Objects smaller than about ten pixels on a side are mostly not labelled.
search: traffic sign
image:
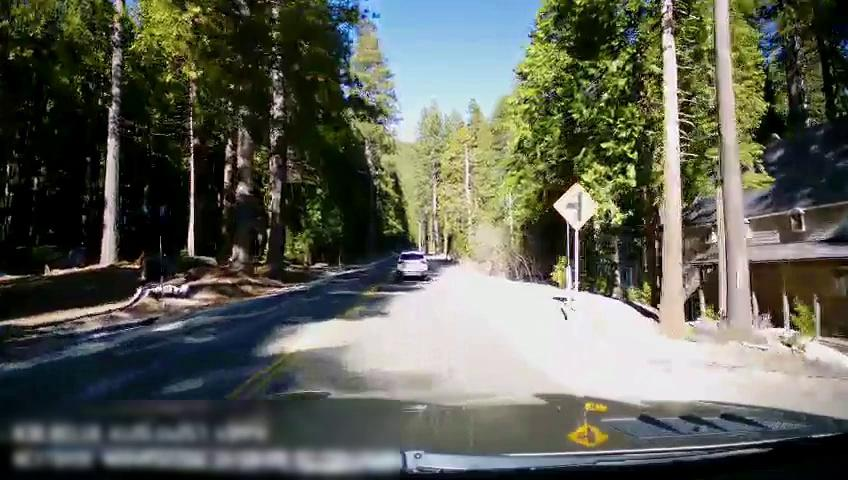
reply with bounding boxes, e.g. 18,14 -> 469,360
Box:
552,182 -> 601,228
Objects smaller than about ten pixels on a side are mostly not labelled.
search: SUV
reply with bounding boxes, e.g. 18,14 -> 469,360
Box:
396,250 -> 429,280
